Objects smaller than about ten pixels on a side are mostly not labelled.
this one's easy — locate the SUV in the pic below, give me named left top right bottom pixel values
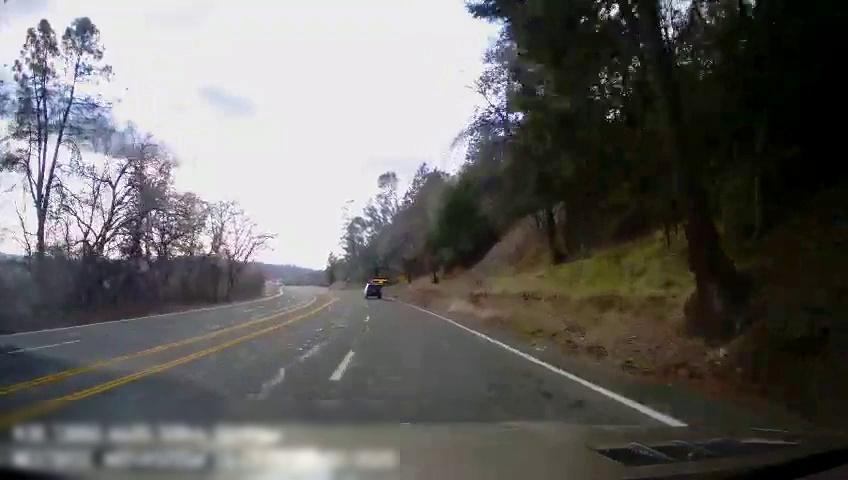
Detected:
left=364, top=283, right=382, bottom=299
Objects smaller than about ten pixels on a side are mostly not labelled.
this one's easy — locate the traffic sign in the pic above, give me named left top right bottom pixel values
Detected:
left=369, top=279, right=388, bottom=285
